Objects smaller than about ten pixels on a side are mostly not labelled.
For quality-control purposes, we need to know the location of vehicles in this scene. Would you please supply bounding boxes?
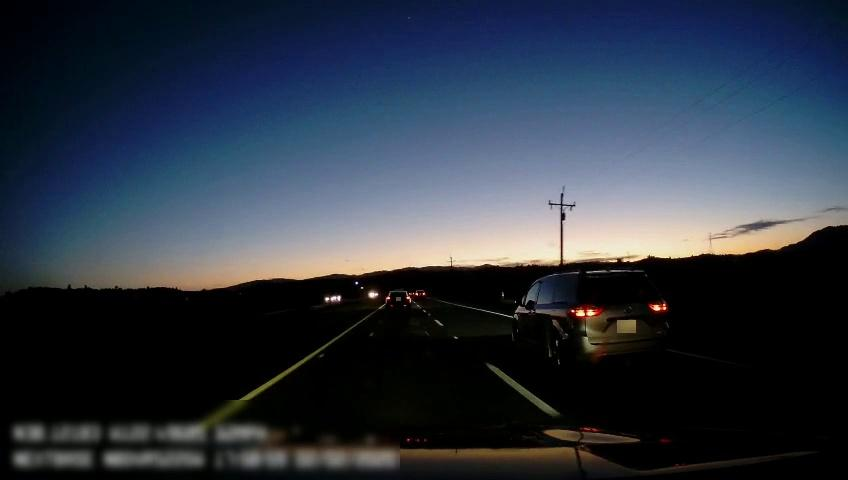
[385,290,412,310]
[324,294,334,303]
[414,289,427,300]
[513,270,671,378]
